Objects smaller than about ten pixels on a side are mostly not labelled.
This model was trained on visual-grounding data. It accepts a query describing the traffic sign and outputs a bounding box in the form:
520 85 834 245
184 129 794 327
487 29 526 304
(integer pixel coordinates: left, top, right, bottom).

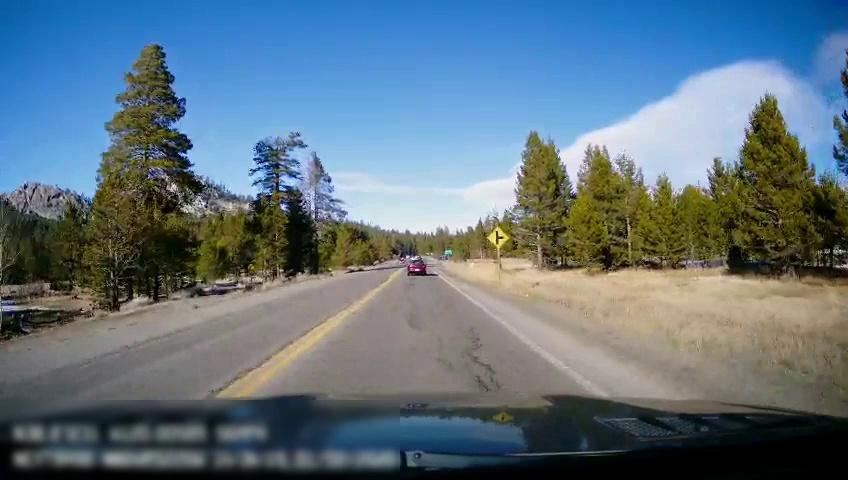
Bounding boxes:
486 225 510 248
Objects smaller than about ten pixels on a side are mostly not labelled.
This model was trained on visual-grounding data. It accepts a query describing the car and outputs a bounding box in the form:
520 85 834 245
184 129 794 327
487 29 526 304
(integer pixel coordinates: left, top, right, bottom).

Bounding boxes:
406 259 427 277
